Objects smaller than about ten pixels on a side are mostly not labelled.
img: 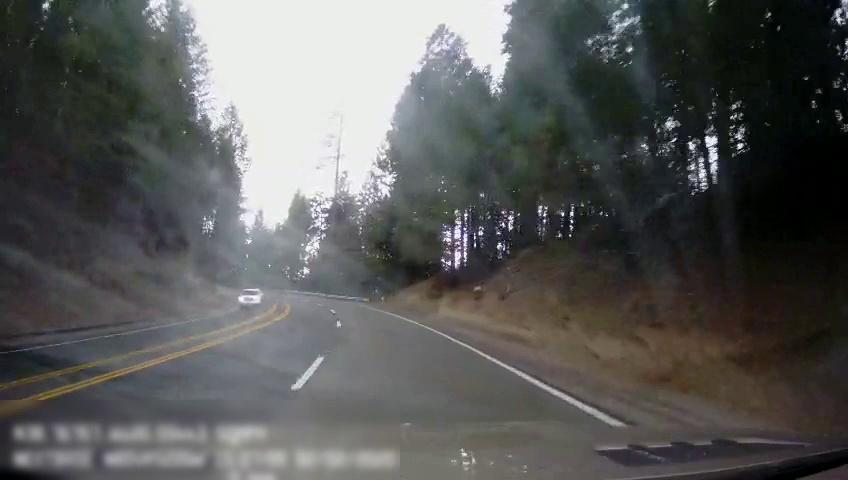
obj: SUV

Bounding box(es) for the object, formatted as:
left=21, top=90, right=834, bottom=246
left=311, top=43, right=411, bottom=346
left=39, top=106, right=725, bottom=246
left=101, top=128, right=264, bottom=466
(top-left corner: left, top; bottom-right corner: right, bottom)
left=238, top=288, right=264, bottom=309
